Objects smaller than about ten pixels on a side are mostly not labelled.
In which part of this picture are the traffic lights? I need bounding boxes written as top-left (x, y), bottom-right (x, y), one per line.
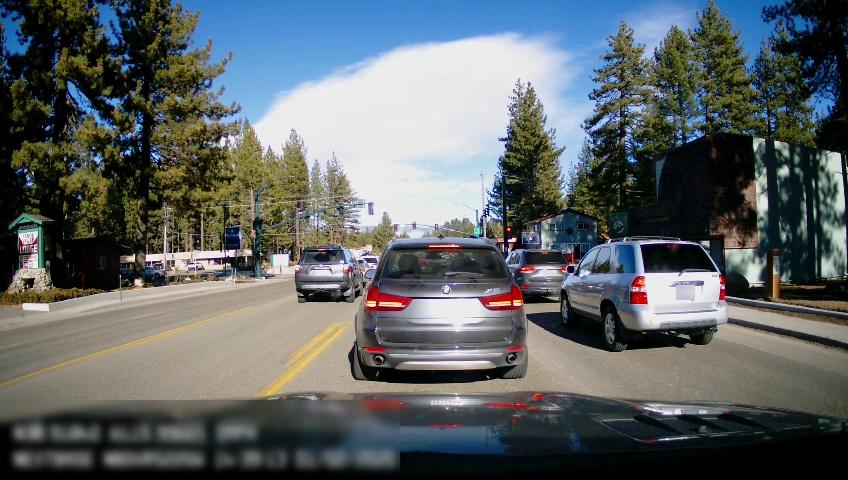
top-left (506, 225), bottom-right (512, 237)
top-left (338, 206), bottom-right (343, 217)
top-left (368, 203), bottom-right (374, 216)
top-left (485, 204), bottom-right (491, 218)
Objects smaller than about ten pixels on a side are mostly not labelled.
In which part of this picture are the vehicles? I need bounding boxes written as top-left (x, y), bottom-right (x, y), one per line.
top-left (506, 249), bottom-right (572, 304)
top-left (360, 260), bottom-right (370, 286)
top-left (360, 253), bottom-right (379, 267)
top-left (133, 267), bottom-right (160, 280)
top-left (354, 239), bottom-right (527, 379)
top-left (295, 247), bottom-right (363, 302)
top-left (186, 259), bottom-right (203, 269)
top-left (560, 237), bottom-right (729, 352)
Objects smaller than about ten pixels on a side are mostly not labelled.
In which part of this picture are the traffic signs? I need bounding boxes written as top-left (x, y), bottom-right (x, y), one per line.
top-left (473, 224), bottom-right (483, 236)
